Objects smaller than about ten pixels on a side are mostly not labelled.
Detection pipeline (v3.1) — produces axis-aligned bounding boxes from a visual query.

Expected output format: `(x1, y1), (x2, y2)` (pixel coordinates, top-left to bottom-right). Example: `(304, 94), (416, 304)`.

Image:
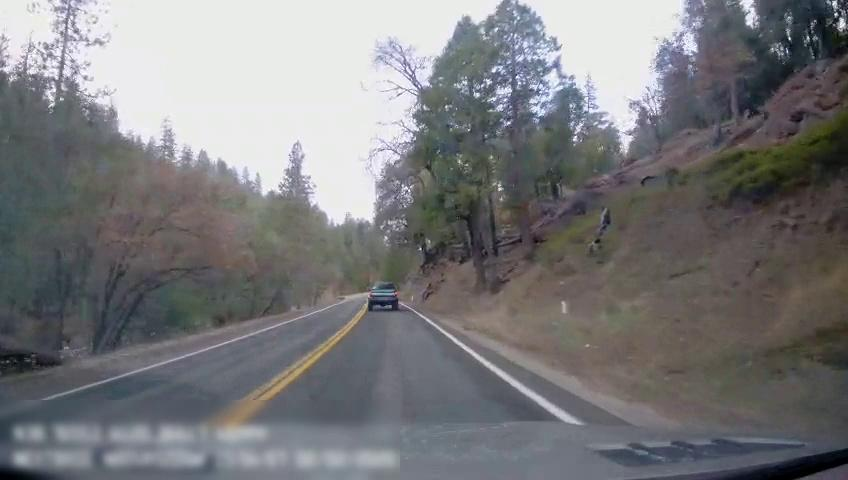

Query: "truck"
(367, 281), (399, 313)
